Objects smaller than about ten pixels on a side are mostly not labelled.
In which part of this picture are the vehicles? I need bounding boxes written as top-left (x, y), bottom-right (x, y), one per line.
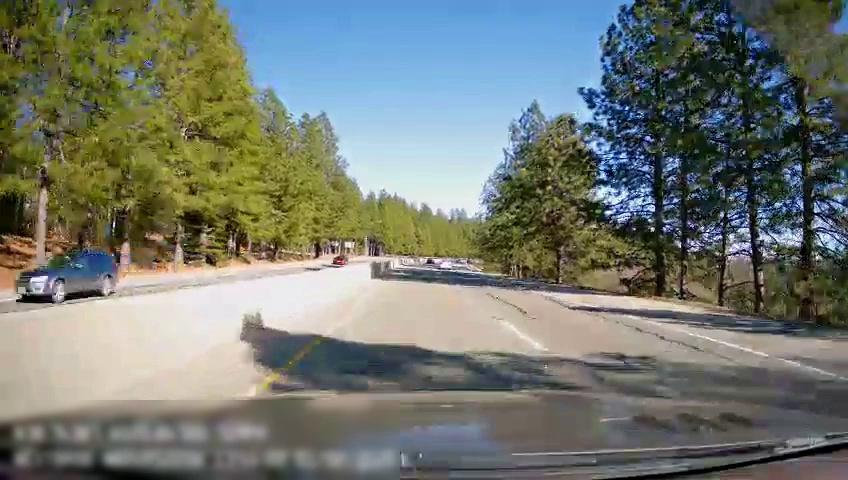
top-left (14, 243), bottom-right (119, 305)
top-left (436, 258), bottom-right (452, 271)
top-left (332, 254), bottom-right (352, 266)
